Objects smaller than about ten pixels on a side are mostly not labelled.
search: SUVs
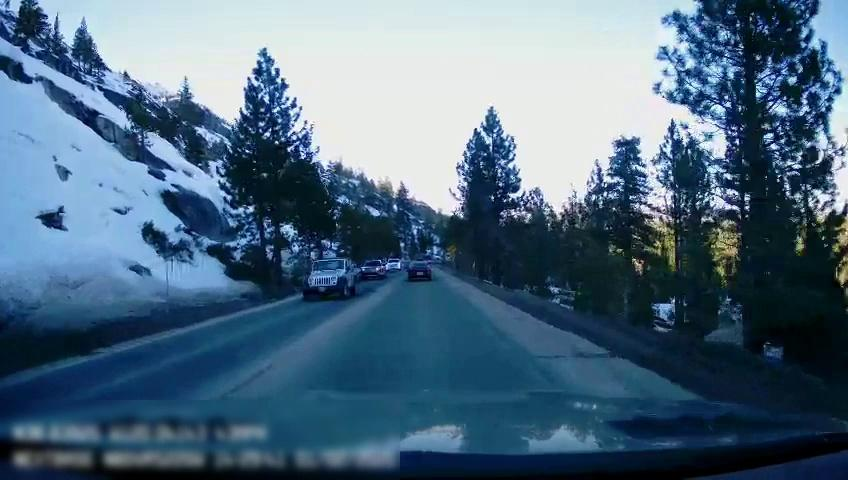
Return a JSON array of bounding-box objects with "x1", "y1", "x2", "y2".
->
[
  {"x1": 360, "y1": 259, "x2": 385, "y2": 280},
  {"x1": 385, "y1": 258, "x2": 402, "y2": 273},
  {"x1": 302, "y1": 259, "x2": 355, "y2": 300}
]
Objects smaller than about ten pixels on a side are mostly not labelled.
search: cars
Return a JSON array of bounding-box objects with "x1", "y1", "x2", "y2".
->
[{"x1": 408, "y1": 260, "x2": 433, "y2": 281}]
